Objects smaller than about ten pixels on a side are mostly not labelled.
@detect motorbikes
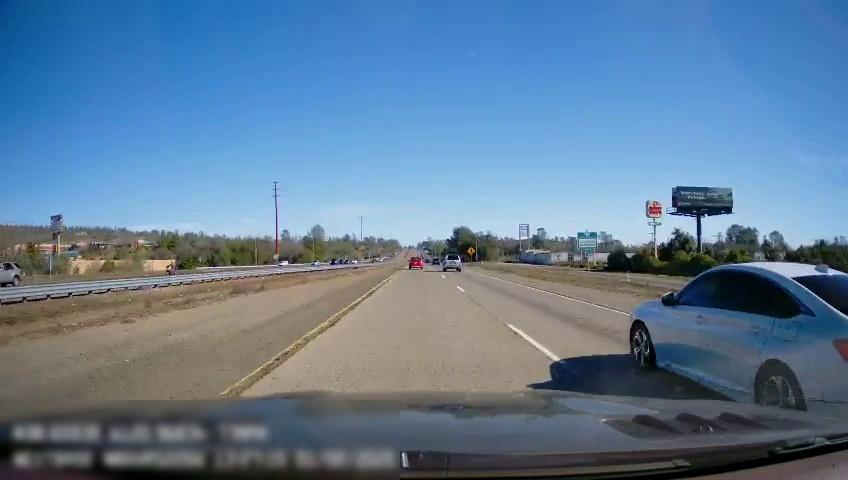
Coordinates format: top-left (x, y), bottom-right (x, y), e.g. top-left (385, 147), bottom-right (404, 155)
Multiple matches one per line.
top-left (165, 263), bottom-right (176, 276)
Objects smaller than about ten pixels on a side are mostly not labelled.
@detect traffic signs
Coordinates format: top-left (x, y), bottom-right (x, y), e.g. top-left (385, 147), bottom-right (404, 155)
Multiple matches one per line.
top-left (466, 246), bottom-right (476, 258)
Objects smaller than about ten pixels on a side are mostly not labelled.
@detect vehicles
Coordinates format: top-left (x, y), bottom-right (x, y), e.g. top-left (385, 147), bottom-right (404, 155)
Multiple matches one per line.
top-left (441, 254), bottom-right (462, 273)
top-left (279, 261), bottom-right (289, 265)
top-left (329, 258), bottom-right (340, 265)
top-left (407, 255), bottom-right (424, 270)
top-left (0, 262), bottom-right (24, 287)
top-left (627, 261), bottom-right (848, 412)
top-left (311, 259), bottom-right (321, 267)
